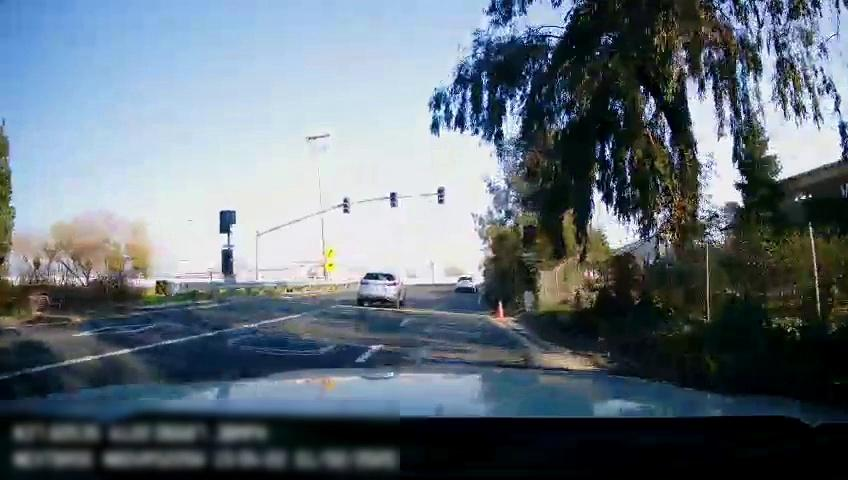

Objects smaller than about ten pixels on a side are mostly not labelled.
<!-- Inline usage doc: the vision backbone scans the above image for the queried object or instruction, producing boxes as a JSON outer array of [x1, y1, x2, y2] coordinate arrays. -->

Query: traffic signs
[[326, 247, 336, 258]]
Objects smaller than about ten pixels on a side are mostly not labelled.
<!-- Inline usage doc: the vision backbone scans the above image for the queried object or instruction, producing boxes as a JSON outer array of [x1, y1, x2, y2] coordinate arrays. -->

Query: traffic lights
[[389, 192, 398, 208], [219, 210, 236, 235], [437, 186, 445, 205], [343, 197, 351, 214], [221, 249, 234, 275]]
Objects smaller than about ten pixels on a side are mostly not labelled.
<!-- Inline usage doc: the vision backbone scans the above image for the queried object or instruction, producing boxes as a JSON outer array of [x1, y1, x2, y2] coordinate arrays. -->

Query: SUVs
[[455, 278, 473, 293], [356, 270, 406, 308]]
